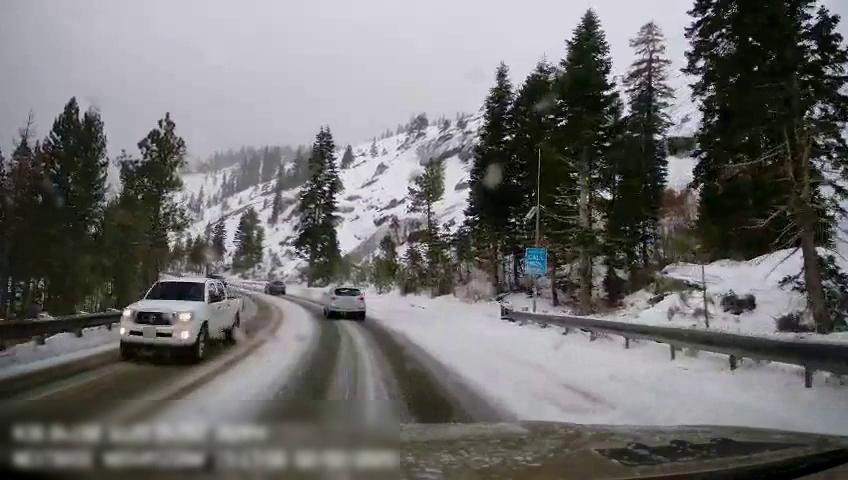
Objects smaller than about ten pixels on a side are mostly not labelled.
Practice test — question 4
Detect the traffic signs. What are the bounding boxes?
[525,248,548,275]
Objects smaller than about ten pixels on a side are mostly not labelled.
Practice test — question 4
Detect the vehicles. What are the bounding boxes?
[119,277,242,363]
[265,280,285,295]
[322,285,366,320]
[208,275,227,288]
